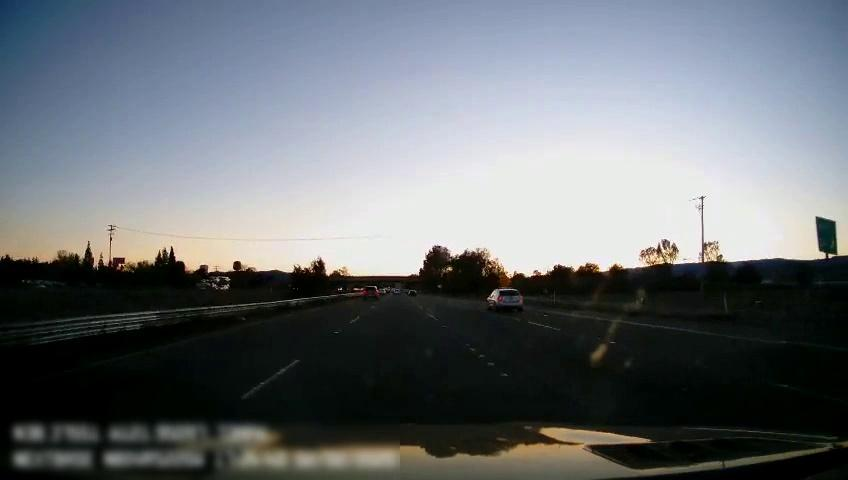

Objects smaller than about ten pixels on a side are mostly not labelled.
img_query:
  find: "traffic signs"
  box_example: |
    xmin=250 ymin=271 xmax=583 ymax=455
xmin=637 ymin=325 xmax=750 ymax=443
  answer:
xmin=814 ymin=215 xmax=837 ymax=255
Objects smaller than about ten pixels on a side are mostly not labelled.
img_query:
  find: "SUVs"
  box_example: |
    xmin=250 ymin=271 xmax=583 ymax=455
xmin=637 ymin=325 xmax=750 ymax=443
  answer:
xmin=489 ymin=290 xmax=527 ymax=316
xmin=363 ymin=286 xmax=379 ymax=300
